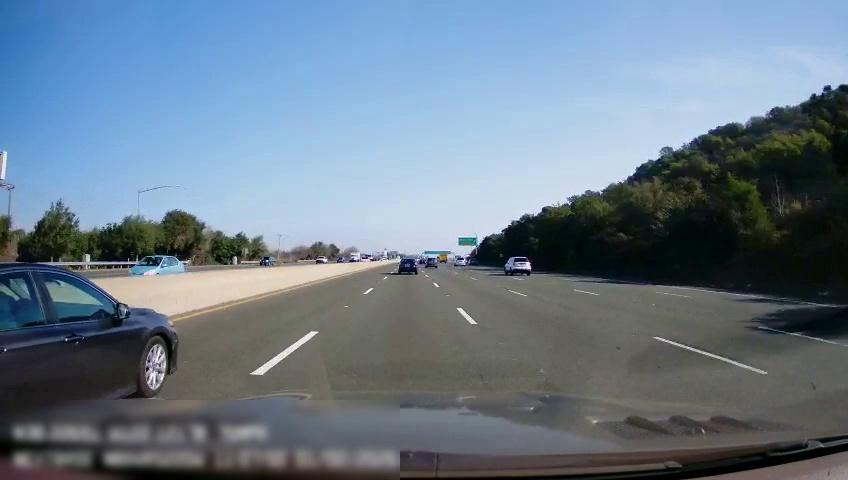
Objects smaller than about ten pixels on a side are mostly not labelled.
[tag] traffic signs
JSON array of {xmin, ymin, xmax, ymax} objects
[
  {"xmin": 458, "ymin": 237, "xmax": 477, "ymax": 246},
  {"xmin": 423, "ymin": 250, "xmax": 452, "ymax": 255},
  {"xmin": 0, "ymin": 151, "xmax": 8, "ymax": 180}
]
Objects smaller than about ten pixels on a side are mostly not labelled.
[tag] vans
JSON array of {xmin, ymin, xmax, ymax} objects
[{"xmin": 454, "ymin": 255, "xmax": 468, "ymax": 267}]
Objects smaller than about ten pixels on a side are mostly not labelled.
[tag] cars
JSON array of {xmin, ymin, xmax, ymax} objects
[
  {"xmin": 127, "ymin": 254, "xmax": 188, "ymax": 278},
  {"xmin": 258, "ymin": 256, "xmax": 275, "ymax": 266},
  {"xmin": 0, "ymin": 260, "xmax": 181, "ymax": 416}
]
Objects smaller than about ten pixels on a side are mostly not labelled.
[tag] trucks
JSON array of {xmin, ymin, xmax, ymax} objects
[
  {"xmin": 347, "ymin": 251, "xmax": 361, "ymax": 263},
  {"xmin": 315, "ymin": 254, "xmax": 329, "ymax": 265},
  {"xmin": 438, "ymin": 254, "xmax": 449, "ymax": 264}
]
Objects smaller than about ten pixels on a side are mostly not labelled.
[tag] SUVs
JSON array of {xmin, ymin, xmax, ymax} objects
[
  {"xmin": 398, "ymin": 259, "xmax": 418, "ymax": 275},
  {"xmin": 504, "ymin": 256, "xmax": 532, "ymax": 276},
  {"xmin": 425, "ymin": 257, "xmax": 438, "ymax": 269}
]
